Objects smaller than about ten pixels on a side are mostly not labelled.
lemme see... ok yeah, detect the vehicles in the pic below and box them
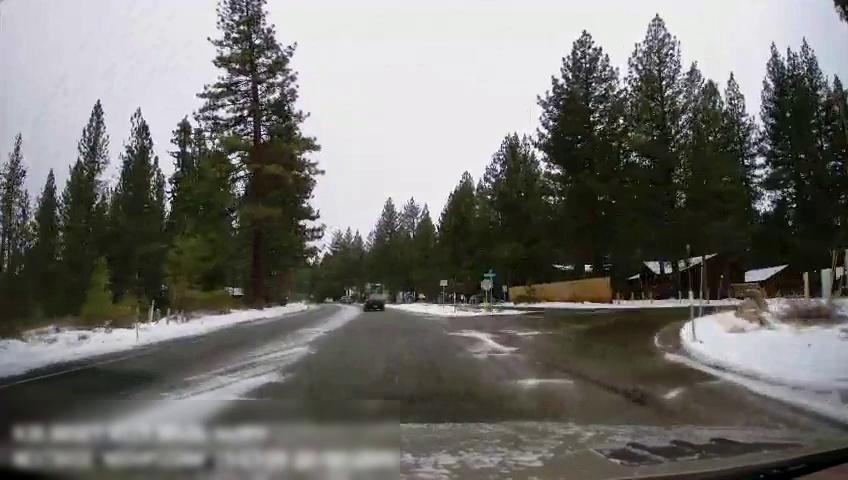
[363,293,385,313]
[323,296,334,304]
[339,295,352,305]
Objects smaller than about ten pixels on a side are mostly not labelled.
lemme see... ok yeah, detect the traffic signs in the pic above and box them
[483,273,496,278]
